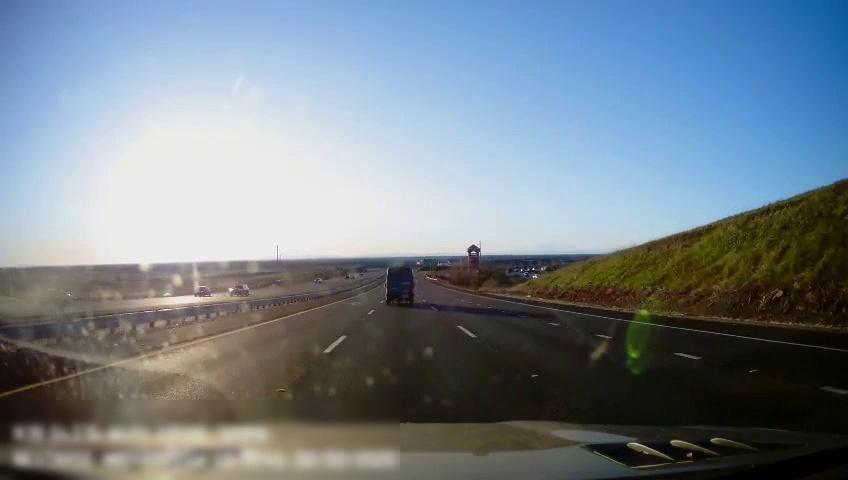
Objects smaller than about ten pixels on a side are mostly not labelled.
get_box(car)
[194,285,212,298]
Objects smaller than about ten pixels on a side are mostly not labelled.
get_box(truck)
[386,267,414,306]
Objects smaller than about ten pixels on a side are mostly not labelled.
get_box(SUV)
[229,284,250,297]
